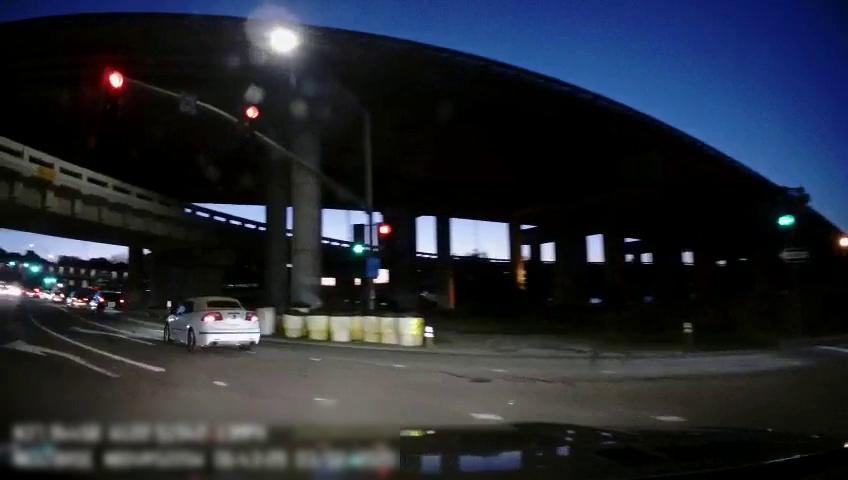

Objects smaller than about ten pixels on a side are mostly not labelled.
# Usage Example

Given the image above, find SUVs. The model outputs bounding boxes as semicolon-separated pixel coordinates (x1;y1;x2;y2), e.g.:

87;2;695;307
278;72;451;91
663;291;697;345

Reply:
65;289;98;311
86;290;126;318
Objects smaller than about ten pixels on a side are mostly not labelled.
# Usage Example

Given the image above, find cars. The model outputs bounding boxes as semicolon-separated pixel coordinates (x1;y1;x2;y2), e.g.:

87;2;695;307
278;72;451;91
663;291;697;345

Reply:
163;296;261;355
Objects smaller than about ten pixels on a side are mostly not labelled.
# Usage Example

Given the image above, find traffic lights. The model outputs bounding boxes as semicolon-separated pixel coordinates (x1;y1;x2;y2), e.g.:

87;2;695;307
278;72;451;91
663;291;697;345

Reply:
104;64;122;111
354;224;364;256
376;221;392;251
777;184;796;237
